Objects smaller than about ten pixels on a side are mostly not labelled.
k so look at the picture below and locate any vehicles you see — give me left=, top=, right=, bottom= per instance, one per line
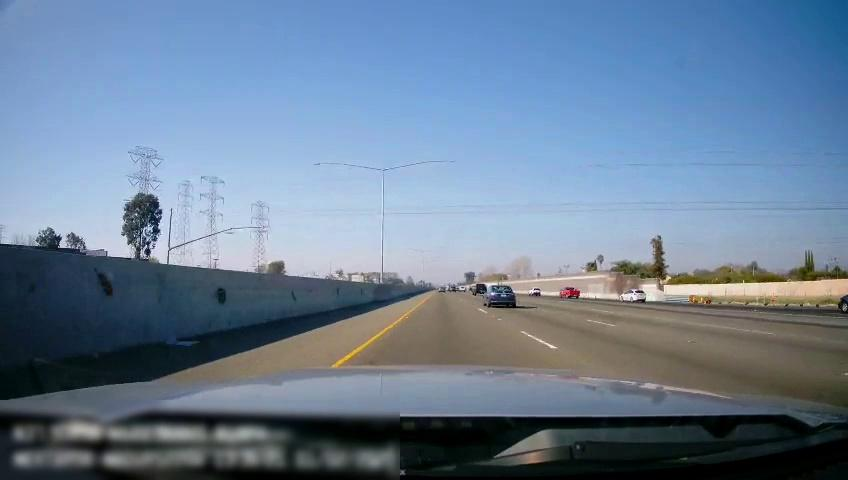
left=620, top=288, right=647, bottom=304
left=483, top=285, right=516, bottom=309
left=473, top=284, right=486, bottom=296
left=559, top=287, right=581, bottom=300
left=528, top=287, right=541, bottom=297
left=837, top=294, right=848, bottom=314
